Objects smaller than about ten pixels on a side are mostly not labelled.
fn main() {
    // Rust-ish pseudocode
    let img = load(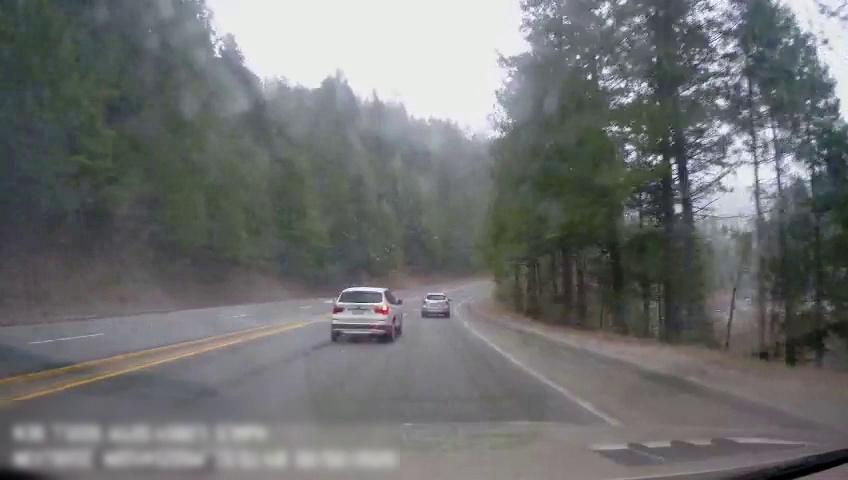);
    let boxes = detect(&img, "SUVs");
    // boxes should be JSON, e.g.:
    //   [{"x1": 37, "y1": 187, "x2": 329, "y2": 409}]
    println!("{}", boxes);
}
[
  {"x1": 330, "y1": 286, "x2": 404, "y2": 342},
  {"x1": 421, "y1": 293, "x2": 452, "y2": 318}
]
